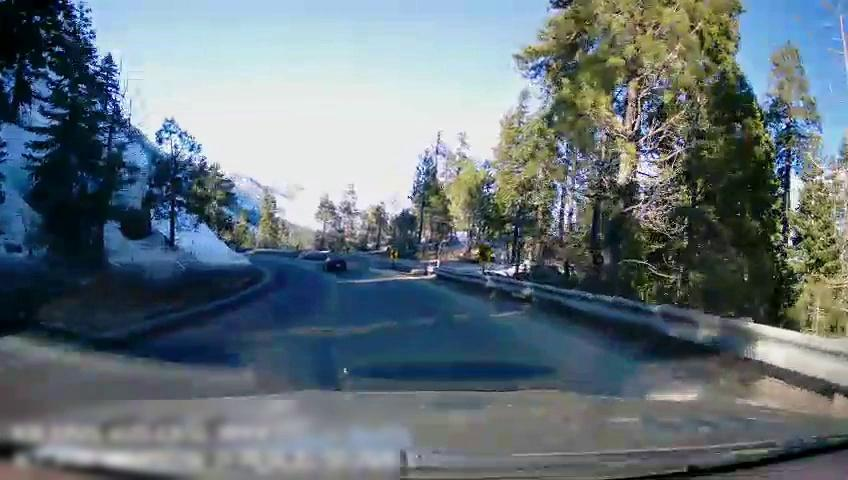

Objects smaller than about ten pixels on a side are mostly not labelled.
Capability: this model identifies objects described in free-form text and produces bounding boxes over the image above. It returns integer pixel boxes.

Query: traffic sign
[478,247,492,263]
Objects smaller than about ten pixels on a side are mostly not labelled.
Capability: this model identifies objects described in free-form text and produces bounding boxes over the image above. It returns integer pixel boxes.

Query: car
[321,253,347,273]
